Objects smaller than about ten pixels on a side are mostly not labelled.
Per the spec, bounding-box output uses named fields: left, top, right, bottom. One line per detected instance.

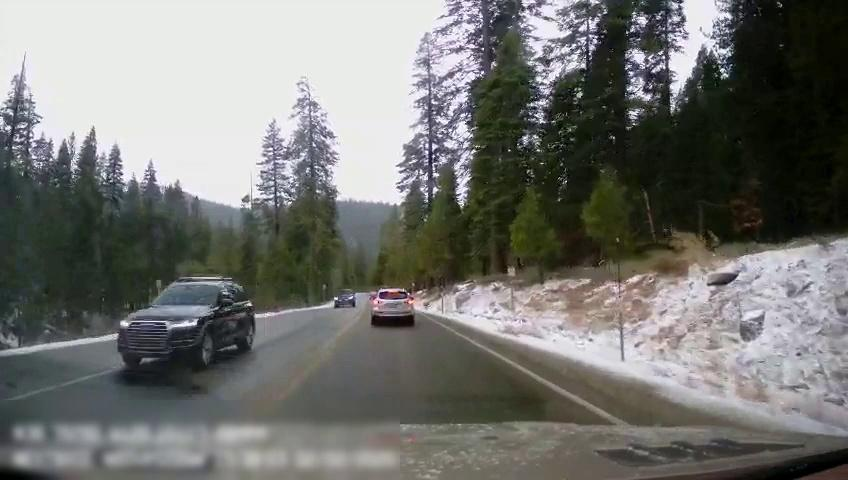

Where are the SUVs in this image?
left=117, top=276, right=256, bottom=369
left=372, top=288, right=415, bottom=325
left=334, top=289, right=356, bottom=308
